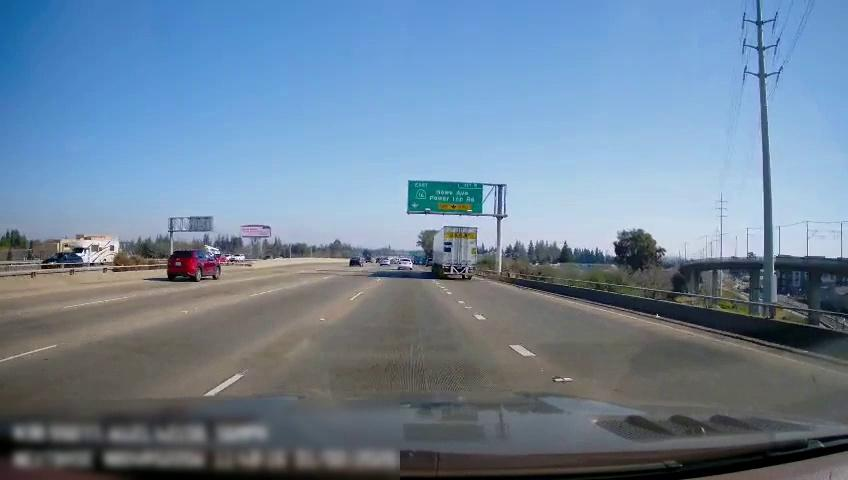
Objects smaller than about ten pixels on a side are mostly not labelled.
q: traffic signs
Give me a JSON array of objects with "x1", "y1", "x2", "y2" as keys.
[{"x1": 408, "y1": 179, "x2": 484, "y2": 215}]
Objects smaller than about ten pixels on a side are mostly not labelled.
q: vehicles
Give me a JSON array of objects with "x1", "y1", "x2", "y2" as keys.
[
  {"x1": 431, "y1": 224, "x2": 479, "y2": 281},
  {"x1": 396, "y1": 256, "x2": 414, "y2": 270},
  {"x1": 72, "y1": 240, "x2": 121, "y2": 267},
  {"x1": 166, "y1": 249, "x2": 223, "y2": 283},
  {"x1": 40, "y1": 252, "x2": 84, "y2": 269},
  {"x1": 204, "y1": 244, "x2": 222, "y2": 255},
  {"x1": 348, "y1": 255, "x2": 367, "y2": 267}
]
